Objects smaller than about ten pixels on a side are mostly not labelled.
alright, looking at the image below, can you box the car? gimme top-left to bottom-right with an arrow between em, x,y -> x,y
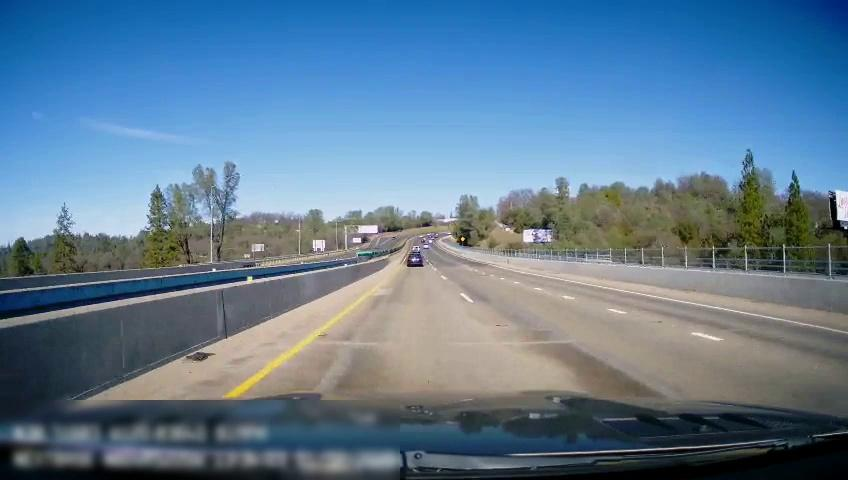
406,252 -> 424,267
